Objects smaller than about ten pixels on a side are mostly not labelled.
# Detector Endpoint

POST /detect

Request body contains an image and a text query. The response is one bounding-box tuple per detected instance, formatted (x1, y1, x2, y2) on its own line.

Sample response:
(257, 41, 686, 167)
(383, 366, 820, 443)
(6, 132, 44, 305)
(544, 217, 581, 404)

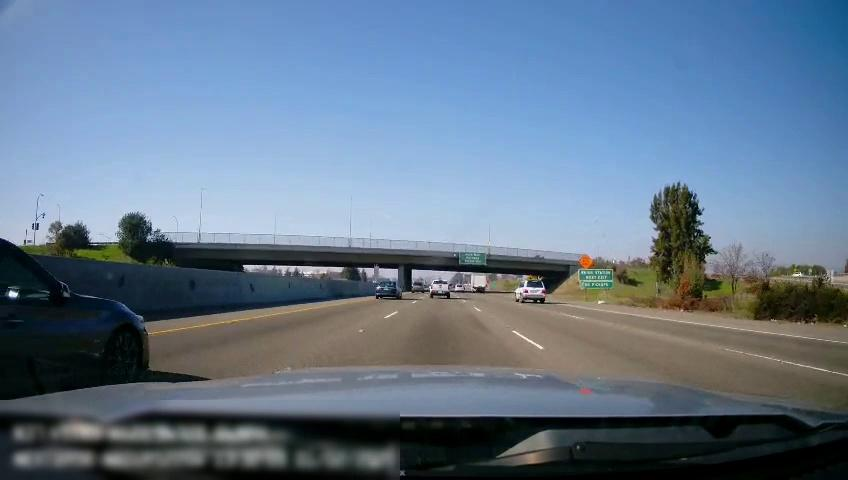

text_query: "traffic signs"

(577, 268, 614, 282)
(577, 281, 614, 290)
(458, 252, 487, 265)
(579, 254, 593, 269)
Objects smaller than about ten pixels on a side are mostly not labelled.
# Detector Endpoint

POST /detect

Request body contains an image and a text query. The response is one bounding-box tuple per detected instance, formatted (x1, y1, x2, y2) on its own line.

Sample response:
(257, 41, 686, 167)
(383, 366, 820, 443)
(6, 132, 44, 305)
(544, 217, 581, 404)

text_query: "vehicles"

(410, 281, 425, 293)
(453, 283, 466, 293)
(470, 275, 487, 293)
(0, 233, 151, 401)
(374, 280, 404, 300)
(429, 279, 452, 300)
(514, 280, 547, 303)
